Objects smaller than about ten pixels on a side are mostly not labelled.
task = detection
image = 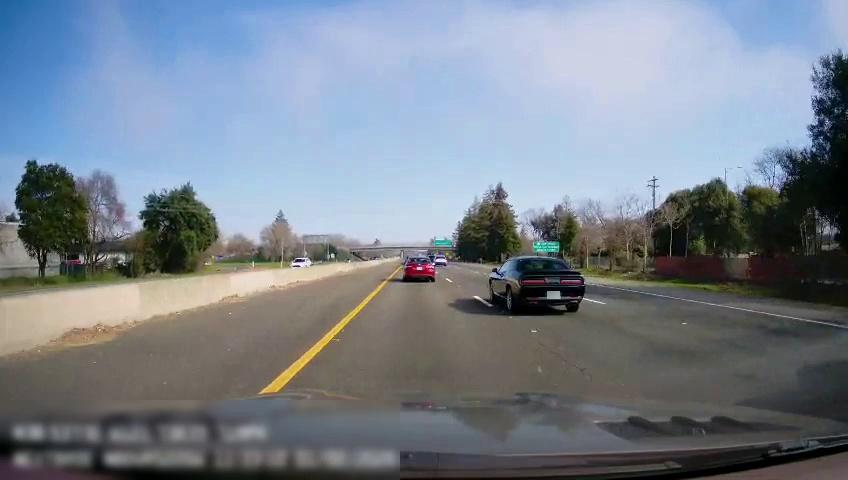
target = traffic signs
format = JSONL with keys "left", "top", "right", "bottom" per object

{"left": 302, "top": 233, "right": 330, "bottom": 244}
{"left": 532, "top": 242, "right": 560, "bottom": 253}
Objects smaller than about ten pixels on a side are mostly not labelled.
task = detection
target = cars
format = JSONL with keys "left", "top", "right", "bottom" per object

{"left": 403, "top": 258, "right": 437, "bottom": 283}
{"left": 291, "top": 258, "right": 312, "bottom": 268}
{"left": 433, "top": 256, "right": 447, "bottom": 268}
{"left": 486, "top": 255, "right": 586, "bottom": 316}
